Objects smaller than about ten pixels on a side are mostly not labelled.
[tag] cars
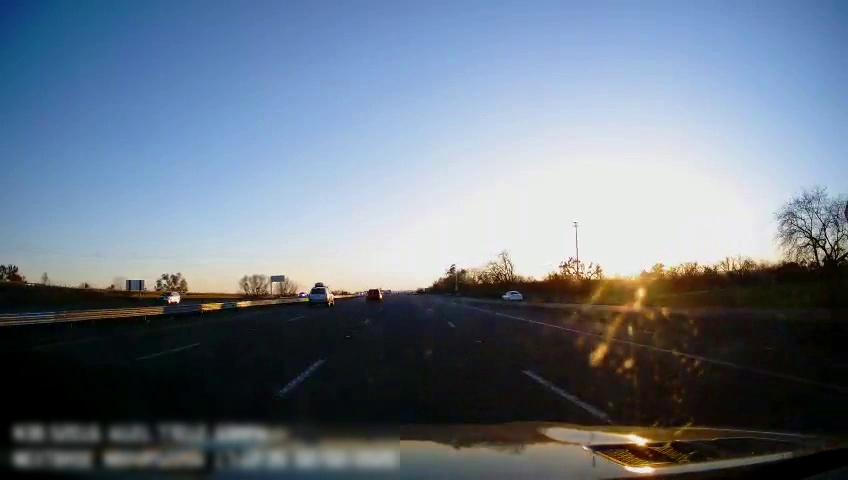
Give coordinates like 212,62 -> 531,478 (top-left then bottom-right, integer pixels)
502,291 -> 523,302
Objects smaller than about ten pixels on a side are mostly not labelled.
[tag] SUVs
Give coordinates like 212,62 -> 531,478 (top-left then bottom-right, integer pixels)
157,291 -> 181,305
366,288 -> 383,303
308,282 -> 335,307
